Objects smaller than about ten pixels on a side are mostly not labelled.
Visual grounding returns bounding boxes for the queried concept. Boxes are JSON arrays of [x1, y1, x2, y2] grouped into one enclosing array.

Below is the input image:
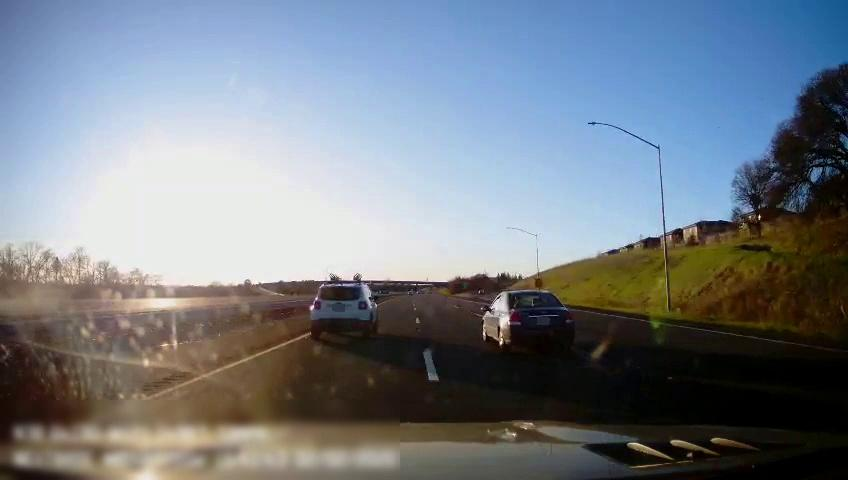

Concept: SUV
[[309, 283, 380, 341]]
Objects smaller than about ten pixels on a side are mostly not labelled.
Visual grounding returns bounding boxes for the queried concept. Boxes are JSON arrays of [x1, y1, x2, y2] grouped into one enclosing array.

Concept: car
[[478, 291, 577, 355]]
